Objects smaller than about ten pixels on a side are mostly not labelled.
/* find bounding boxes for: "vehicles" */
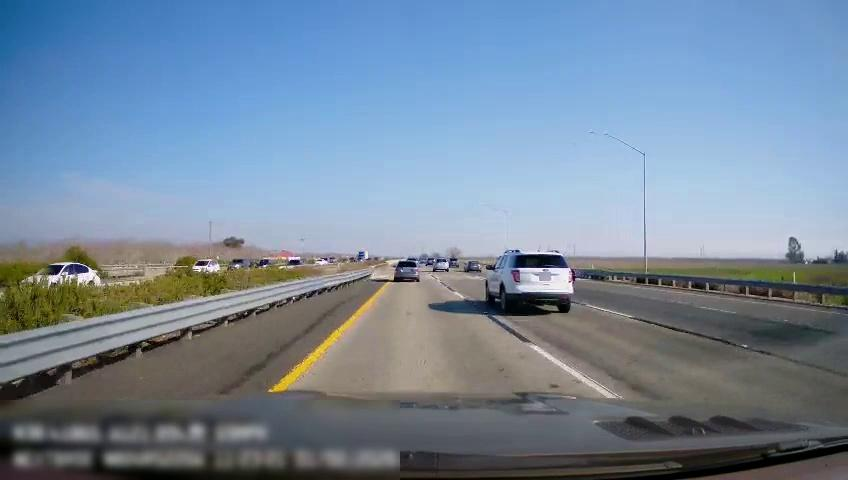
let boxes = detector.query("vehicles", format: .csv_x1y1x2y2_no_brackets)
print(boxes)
432,257,451,273
483,250,577,314
393,260,421,283
192,259,221,273
227,258,252,269
357,251,369,261
449,257,459,268
464,260,483,273
255,259,272,269
21,262,102,288
287,259,305,267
